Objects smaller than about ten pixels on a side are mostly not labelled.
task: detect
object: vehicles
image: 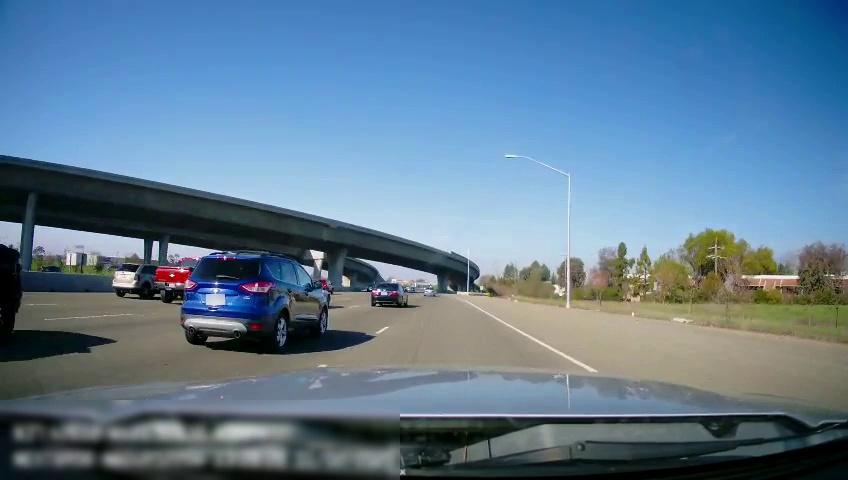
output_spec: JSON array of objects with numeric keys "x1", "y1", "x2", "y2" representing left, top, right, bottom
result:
[
  {"x1": 371, "y1": 281, "x2": 409, "y2": 309},
  {"x1": 0, "y1": 242, "x2": 24, "y2": 339},
  {"x1": 179, "y1": 251, "x2": 330, "y2": 353},
  {"x1": 423, "y1": 286, "x2": 436, "y2": 297},
  {"x1": 151, "y1": 256, "x2": 201, "y2": 304},
  {"x1": 318, "y1": 278, "x2": 335, "y2": 295},
  {"x1": 112, "y1": 262, "x2": 161, "y2": 301}
]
